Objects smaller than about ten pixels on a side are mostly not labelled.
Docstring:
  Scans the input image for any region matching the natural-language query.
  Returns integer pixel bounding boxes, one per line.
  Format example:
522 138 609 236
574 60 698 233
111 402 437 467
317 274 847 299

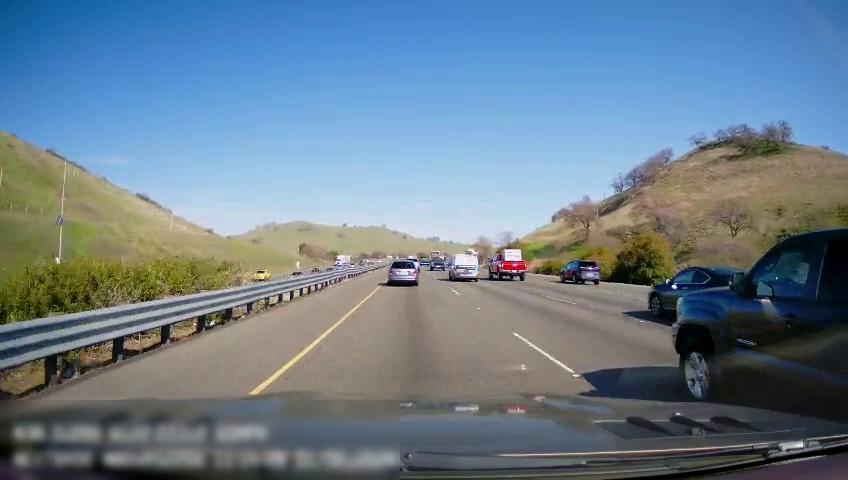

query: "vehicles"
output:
335 255 352 267
287 271 306 280
646 264 751 317
309 268 324 276
560 259 601 285
253 269 273 281
669 226 848 422
388 258 419 286
420 258 430 267
406 257 421 272
448 248 480 282
430 256 446 271
487 248 528 281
